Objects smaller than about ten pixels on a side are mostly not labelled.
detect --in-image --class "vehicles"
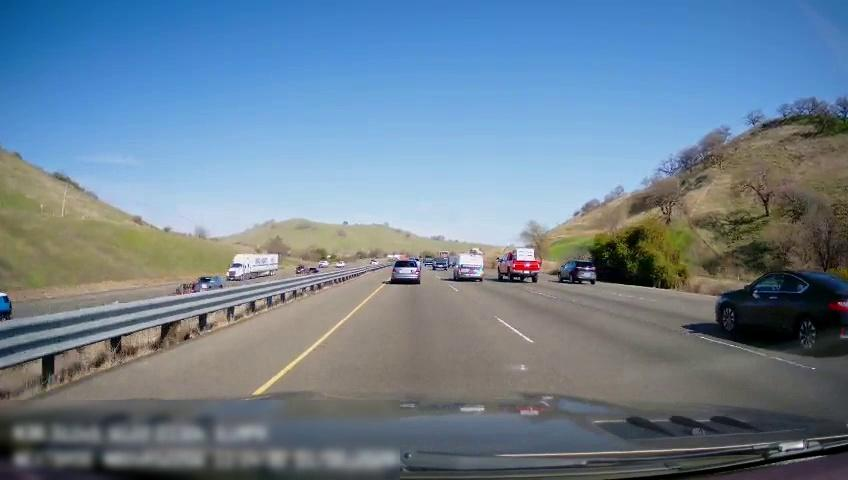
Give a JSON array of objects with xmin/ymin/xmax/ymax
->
[
  {"xmin": 174, "ymin": 281, "xmax": 203, "ymax": 296},
  {"xmin": 305, "ymin": 267, "xmax": 321, "ymax": 275},
  {"xmin": 424, "ymin": 258, "xmax": 434, "ymax": 267},
  {"xmin": 190, "ymin": 275, "xmax": 225, "ymax": 294},
  {"xmin": 391, "ymin": 258, "xmax": 422, "ymax": 285},
  {"xmin": 414, "ymin": 258, "xmax": 422, "ymax": 271},
  {"xmin": 335, "ymin": 260, "xmax": 345, "ymax": 268},
  {"xmin": 0, "ymin": 292, "xmax": 14, "ymax": 324},
  {"xmin": 713, "ymin": 267, "xmax": 848, "ymax": 357},
  {"xmin": 432, "ymin": 256, "xmax": 449, "ymax": 271},
  {"xmin": 558, "ymin": 258, "xmax": 597, "ymax": 285},
  {"xmin": 225, "ymin": 253, "xmax": 279, "ymax": 281},
  {"xmin": 294, "ymin": 265, "xmax": 309, "ymax": 275},
  {"xmin": 318, "ymin": 260, "xmax": 330, "ymax": 268},
  {"xmin": 496, "ymin": 247, "xmax": 542, "ymax": 283},
  {"xmin": 453, "ymin": 247, "xmax": 485, "ymax": 283}
]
